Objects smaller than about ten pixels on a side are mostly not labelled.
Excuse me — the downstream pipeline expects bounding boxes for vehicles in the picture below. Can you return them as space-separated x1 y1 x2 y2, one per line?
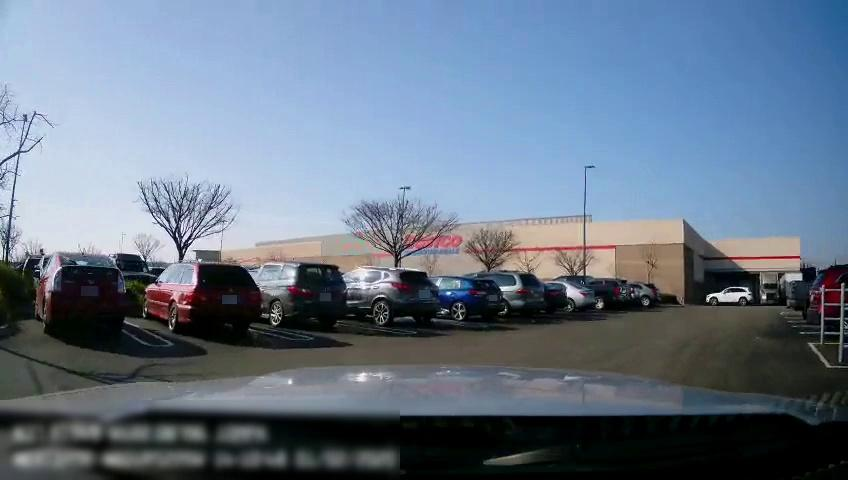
342 264 442 328
779 271 804 309
113 253 156 285
30 254 50 290
789 280 813 320
22 252 44 275
544 281 568 313
252 261 348 331
590 277 634 302
428 275 507 322
555 278 596 314
705 286 753 307
629 285 636 299
147 264 166 277
757 271 780 306
33 251 127 333
806 264 848 341
631 280 661 308
553 274 628 311
469 269 547 319
141 261 263 334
